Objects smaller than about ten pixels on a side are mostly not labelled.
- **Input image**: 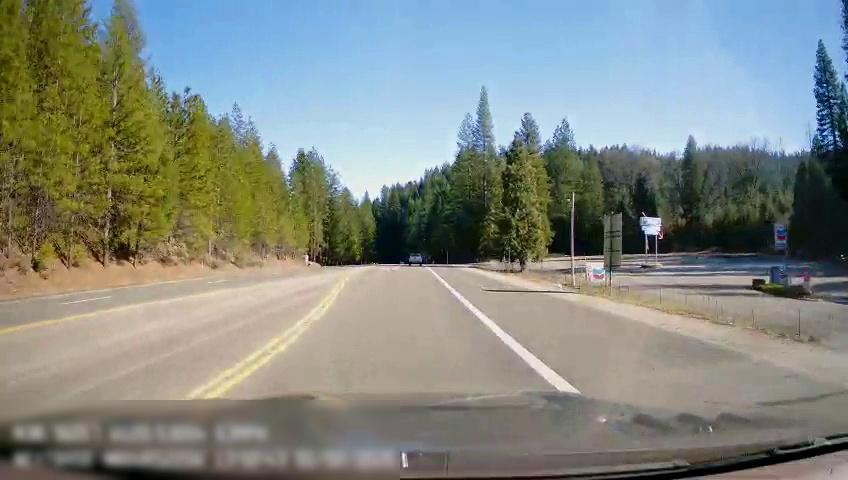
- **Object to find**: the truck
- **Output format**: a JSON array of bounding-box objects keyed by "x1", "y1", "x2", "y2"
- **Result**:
[{"x1": 408, "y1": 253, "x2": 423, "y2": 267}]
